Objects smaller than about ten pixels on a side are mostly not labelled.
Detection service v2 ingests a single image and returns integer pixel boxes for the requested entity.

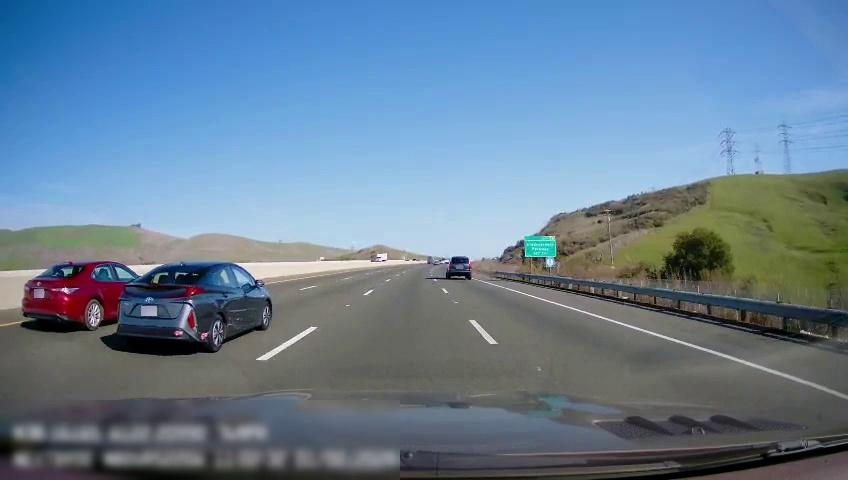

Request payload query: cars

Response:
[115,261,274,354]
[20,260,140,333]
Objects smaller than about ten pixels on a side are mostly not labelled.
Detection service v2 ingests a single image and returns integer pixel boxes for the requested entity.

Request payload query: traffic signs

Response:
[524,235,557,258]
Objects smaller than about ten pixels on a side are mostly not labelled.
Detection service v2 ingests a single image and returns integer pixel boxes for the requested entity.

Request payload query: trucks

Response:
[375,253,388,262]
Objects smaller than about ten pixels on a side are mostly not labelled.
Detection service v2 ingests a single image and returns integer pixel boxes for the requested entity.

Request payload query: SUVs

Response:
[445,256,472,279]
